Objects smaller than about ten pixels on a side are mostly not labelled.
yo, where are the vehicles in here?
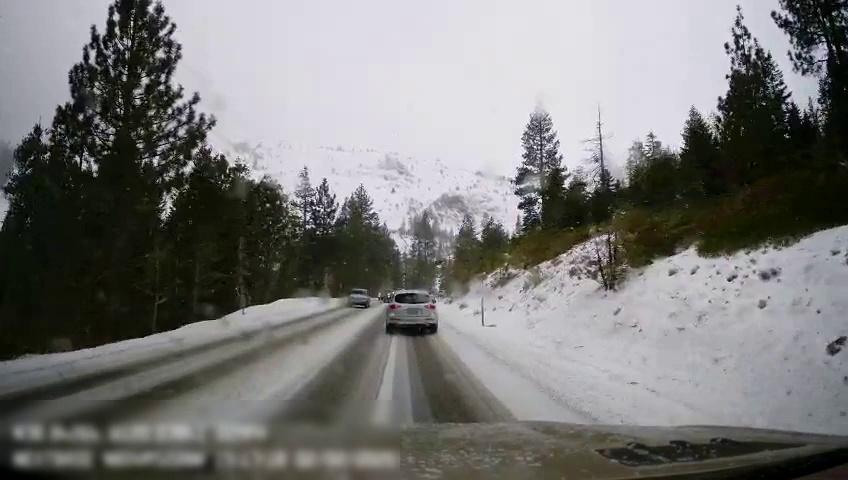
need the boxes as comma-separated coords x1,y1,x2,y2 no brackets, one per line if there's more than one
378,287,393,301
383,289,438,333
347,289,370,308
